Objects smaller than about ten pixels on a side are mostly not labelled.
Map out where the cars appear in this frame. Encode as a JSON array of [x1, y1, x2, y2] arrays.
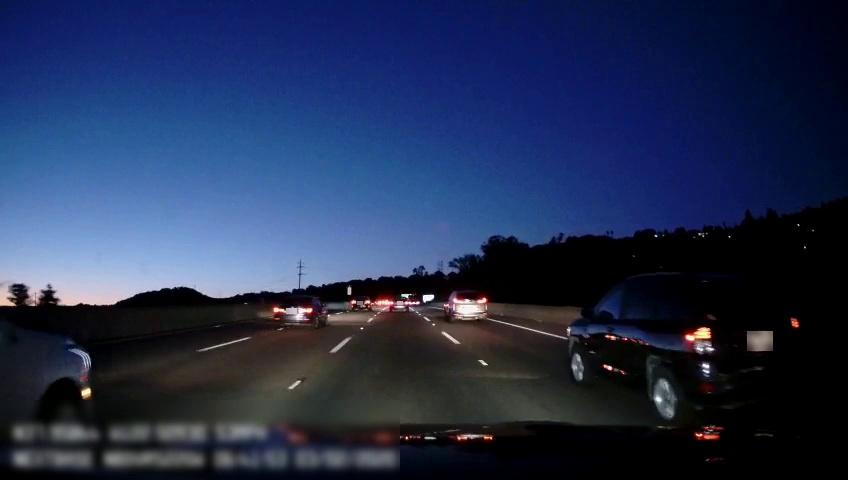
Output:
[[272, 294, 330, 330], [388, 294, 410, 313], [350, 294, 372, 312]]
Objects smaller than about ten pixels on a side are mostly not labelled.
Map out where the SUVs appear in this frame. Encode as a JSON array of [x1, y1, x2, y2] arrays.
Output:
[[566, 272, 810, 428], [0, 326, 132, 445], [444, 289, 488, 323]]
